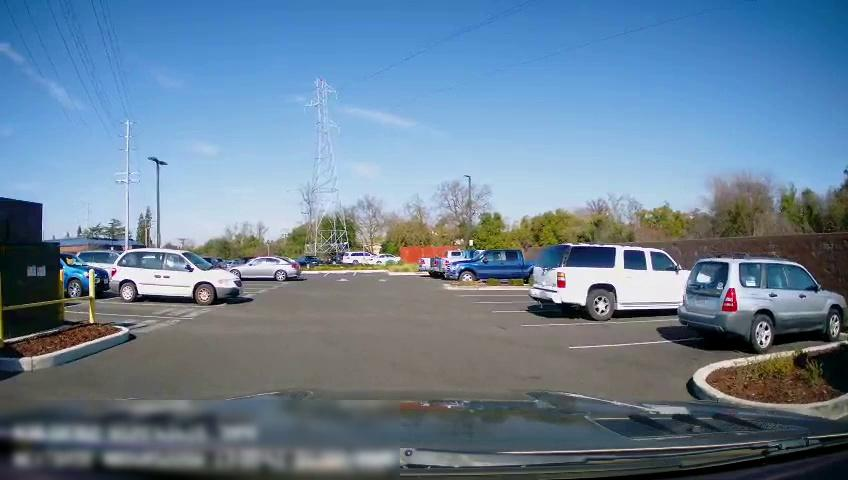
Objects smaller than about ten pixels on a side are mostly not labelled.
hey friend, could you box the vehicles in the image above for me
[418,250,469,277]
[678,258,847,354]
[529,242,692,321]
[111,249,242,306]
[76,251,125,286]
[216,258,227,271]
[448,250,536,286]
[230,256,300,282]
[371,254,401,265]
[295,255,324,268]
[343,251,377,267]
[240,257,256,265]
[201,257,220,269]
[34,253,110,299]
[430,250,486,279]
